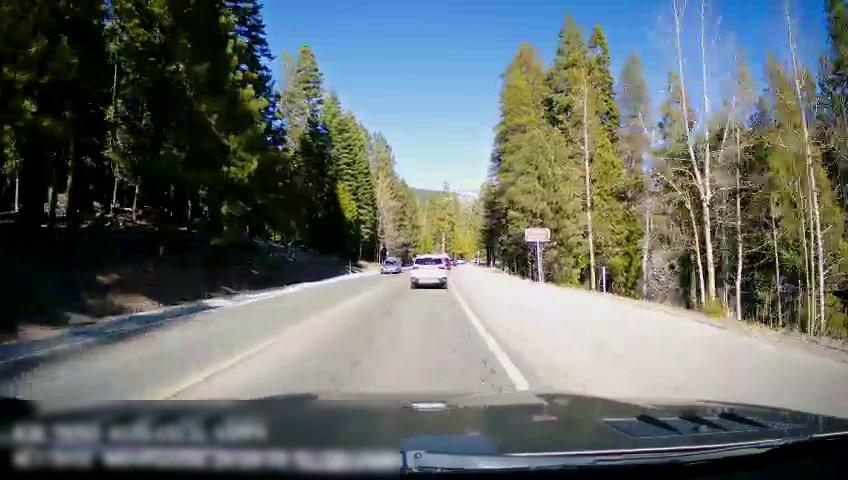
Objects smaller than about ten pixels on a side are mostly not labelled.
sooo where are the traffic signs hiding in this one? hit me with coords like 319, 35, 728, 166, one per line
524, 227, 551, 242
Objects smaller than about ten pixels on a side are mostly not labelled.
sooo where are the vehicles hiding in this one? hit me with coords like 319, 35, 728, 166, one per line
382, 256, 402, 275
409, 253, 449, 290
439, 257, 451, 271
